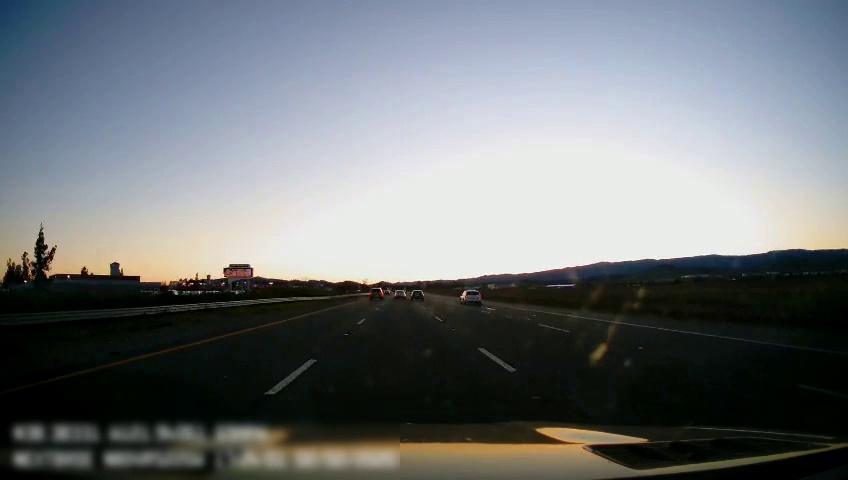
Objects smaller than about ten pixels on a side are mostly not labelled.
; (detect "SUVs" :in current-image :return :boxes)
[459,289,482,306]
[369,288,384,300]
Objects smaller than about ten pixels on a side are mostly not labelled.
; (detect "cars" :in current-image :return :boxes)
[409,289,425,302]
[394,290,407,300]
